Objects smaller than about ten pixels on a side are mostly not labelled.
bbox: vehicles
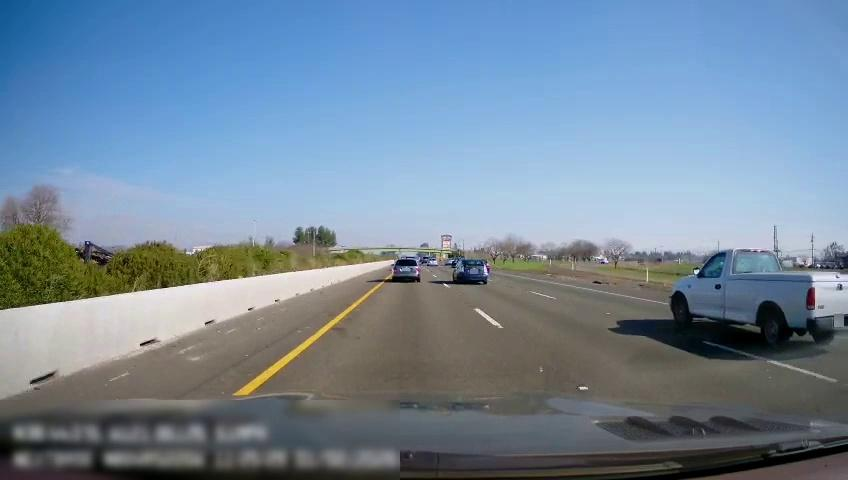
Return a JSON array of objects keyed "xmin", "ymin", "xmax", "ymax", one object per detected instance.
[
  {"xmin": 426, "ymin": 257, "xmax": 439, "ymax": 267},
  {"xmin": 451, "ymin": 257, "xmax": 490, "ymax": 285},
  {"xmin": 73, "ymin": 239, "xmax": 116, "ymax": 269},
  {"xmin": 420, "ymin": 256, "xmax": 431, "ymax": 265},
  {"xmin": 390, "ymin": 258, "xmax": 421, "ymax": 283},
  {"xmin": 668, "ymin": 247, "xmax": 848, "ymax": 353}
]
